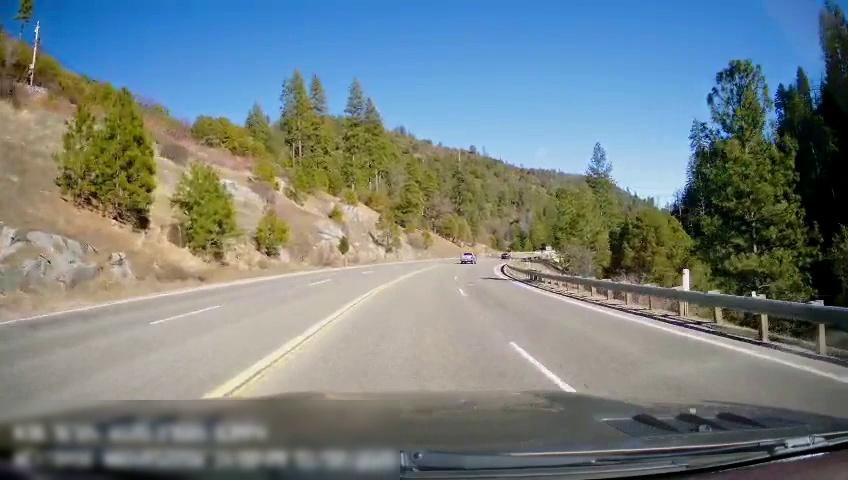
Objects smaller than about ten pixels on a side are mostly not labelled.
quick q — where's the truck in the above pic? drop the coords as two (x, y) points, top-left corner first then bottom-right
(459, 251), (476, 264)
